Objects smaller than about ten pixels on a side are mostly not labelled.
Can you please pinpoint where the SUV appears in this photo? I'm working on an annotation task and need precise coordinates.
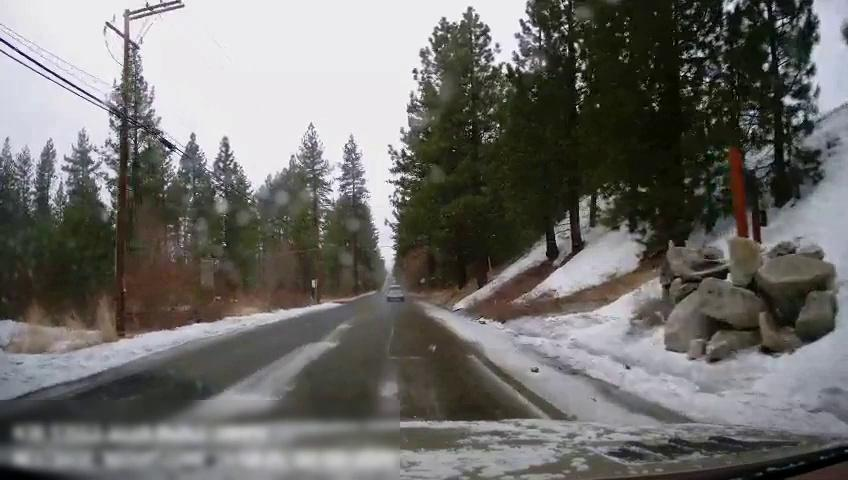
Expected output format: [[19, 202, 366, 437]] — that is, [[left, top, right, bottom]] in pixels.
[[385, 282, 406, 301]]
